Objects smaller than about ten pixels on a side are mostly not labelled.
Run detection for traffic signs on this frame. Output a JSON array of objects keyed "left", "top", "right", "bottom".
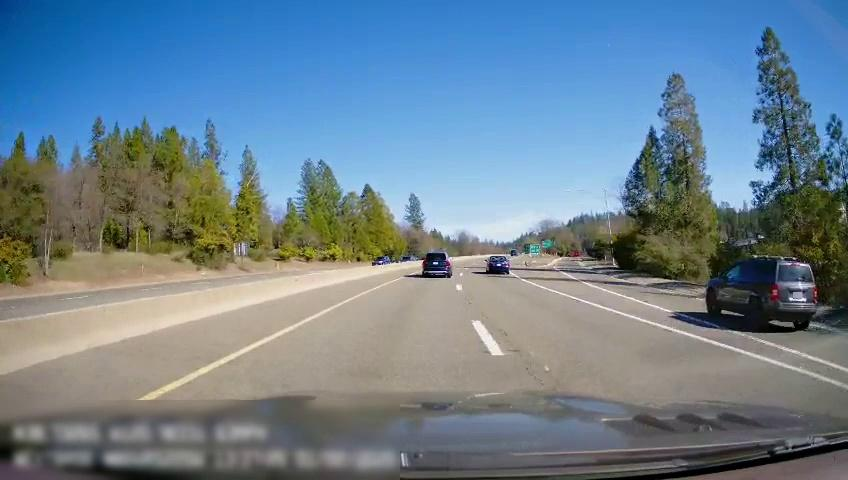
[{"left": 529, "top": 244, "right": 540, "bottom": 254}]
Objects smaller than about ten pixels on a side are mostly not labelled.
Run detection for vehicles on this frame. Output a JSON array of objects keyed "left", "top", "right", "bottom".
[
  {"left": 422, "top": 253, "right": 454, "bottom": 278},
  {"left": 371, "top": 256, "right": 392, "bottom": 268},
  {"left": 484, "top": 256, "right": 511, "bottom": 274},
  {"left": 396, "top": 255, "right": 417, "bottom": 265},
  {"left": 706, "top": 254, "right": 820, "bottom": 330}
]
